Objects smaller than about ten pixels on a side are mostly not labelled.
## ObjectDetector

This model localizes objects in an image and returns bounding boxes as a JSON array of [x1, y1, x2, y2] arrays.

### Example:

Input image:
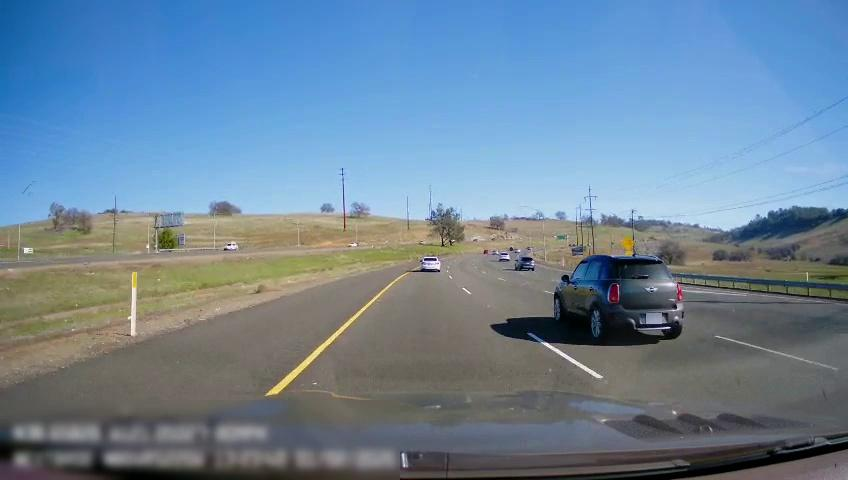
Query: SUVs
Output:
[[224, 241, 239, 251], [514, 256, 535, 271], [419, 256, 441, 272]]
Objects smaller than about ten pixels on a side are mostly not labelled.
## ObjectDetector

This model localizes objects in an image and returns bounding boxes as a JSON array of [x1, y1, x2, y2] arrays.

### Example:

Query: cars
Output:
[[498, 251, 510, 261], [553, 256, 686, 342]]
